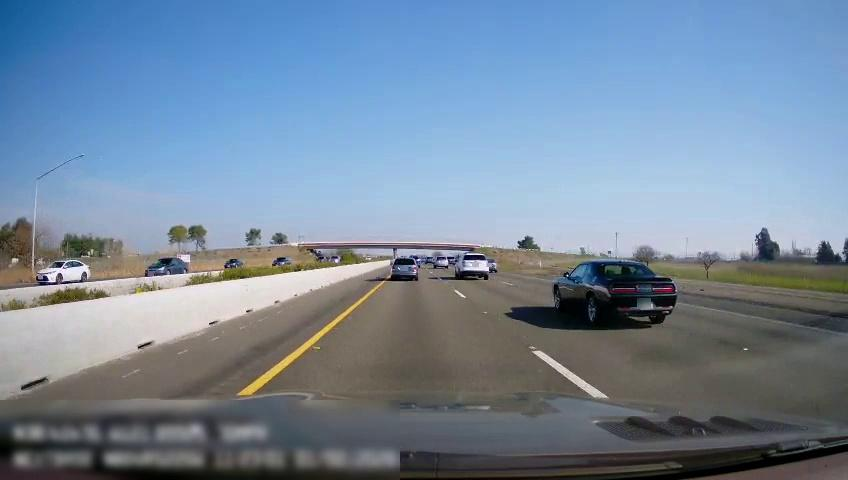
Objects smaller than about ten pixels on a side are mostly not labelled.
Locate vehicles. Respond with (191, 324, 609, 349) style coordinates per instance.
(552, 261, 679, 329)
(390, 257, 419, 282)
(271, 256, 294, 266)
(144, 257, 190, 278)
(486, 256, 498, 272)
(433, 255, 449, 269)
(410, 255, 423, 268)
(35, 260, 92, 285)
(454, 253, 490, 281)
(223, 258, 244, 269)
(329, 255, 343, 264)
